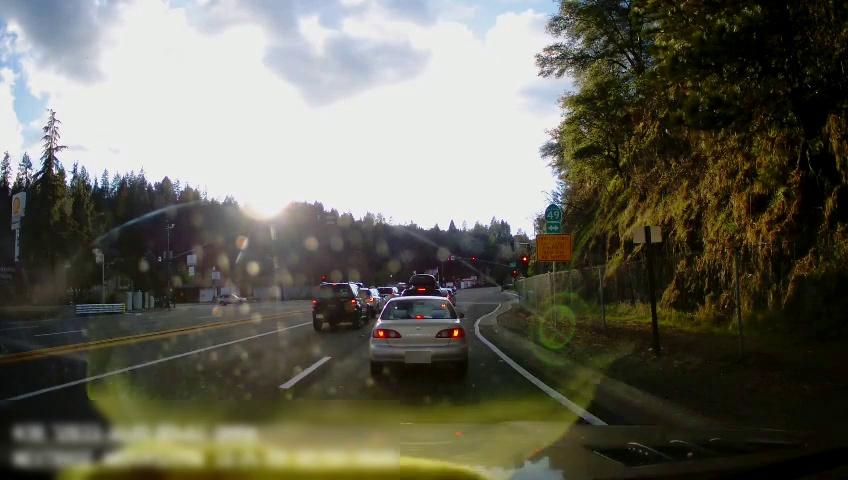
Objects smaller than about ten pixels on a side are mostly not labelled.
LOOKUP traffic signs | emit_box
[543,221,562,234]
[535,234,572,262]
[544,203,562,221]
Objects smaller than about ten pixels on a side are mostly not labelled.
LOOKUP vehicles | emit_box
[404,274,443,297]
[441,287,457,304]
[369,295,467,375]
[216,290,246,306]
[311,281,372,331]
[360,287,387,318]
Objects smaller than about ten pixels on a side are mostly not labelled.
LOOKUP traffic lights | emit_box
[520,255,528,272]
